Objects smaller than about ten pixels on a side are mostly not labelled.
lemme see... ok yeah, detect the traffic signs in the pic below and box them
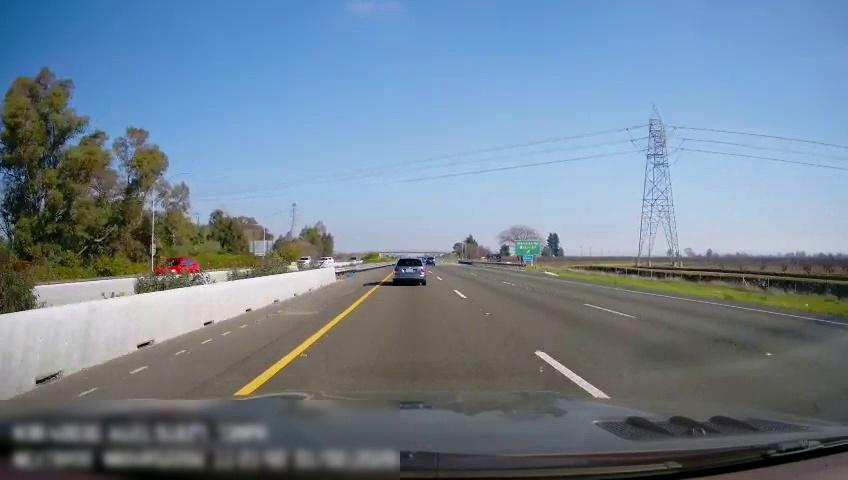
[522,255,534,263]
[513,239,542,257]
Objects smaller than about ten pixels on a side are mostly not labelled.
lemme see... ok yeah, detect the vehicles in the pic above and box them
[297,255,313,266]
[424,255,436,266]
[392,258,427,286]
[347,256,360,262]
[316,256,331,265]
[152,256,202,277]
